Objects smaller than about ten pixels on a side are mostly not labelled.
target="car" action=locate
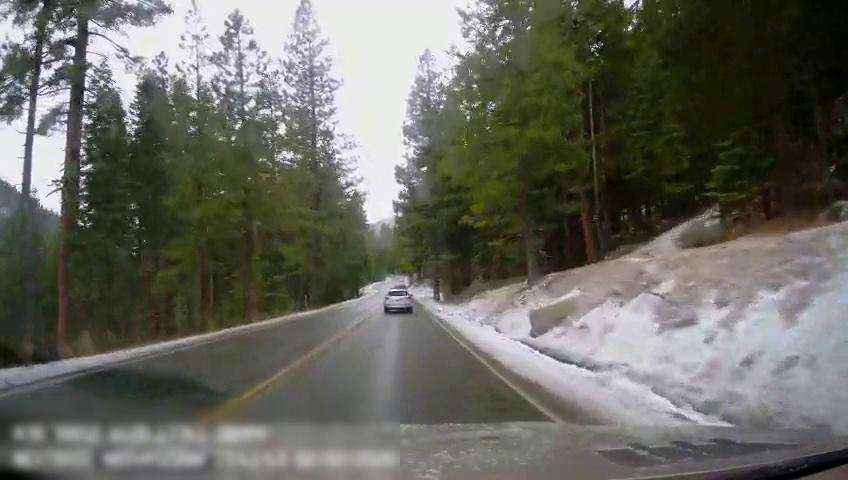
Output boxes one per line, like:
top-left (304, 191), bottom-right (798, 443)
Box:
top-left (384, 288), bottom-right (413, 314)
